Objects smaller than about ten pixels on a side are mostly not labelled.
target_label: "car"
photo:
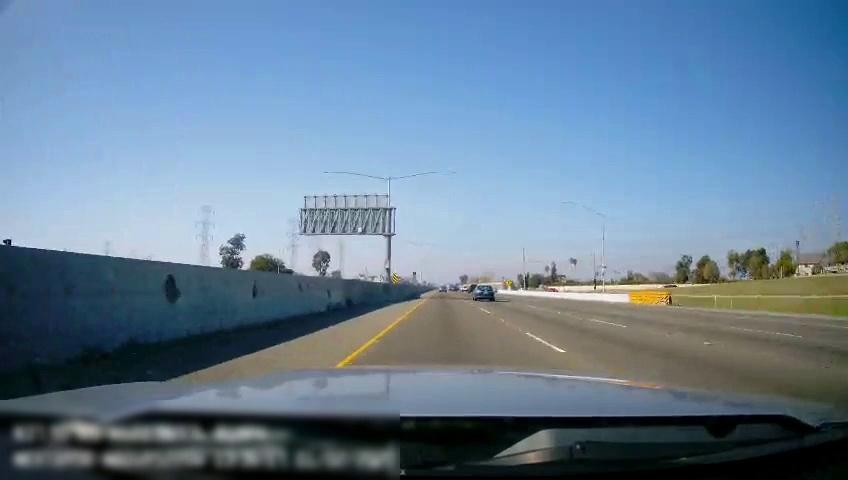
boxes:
[473,285,495,301]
